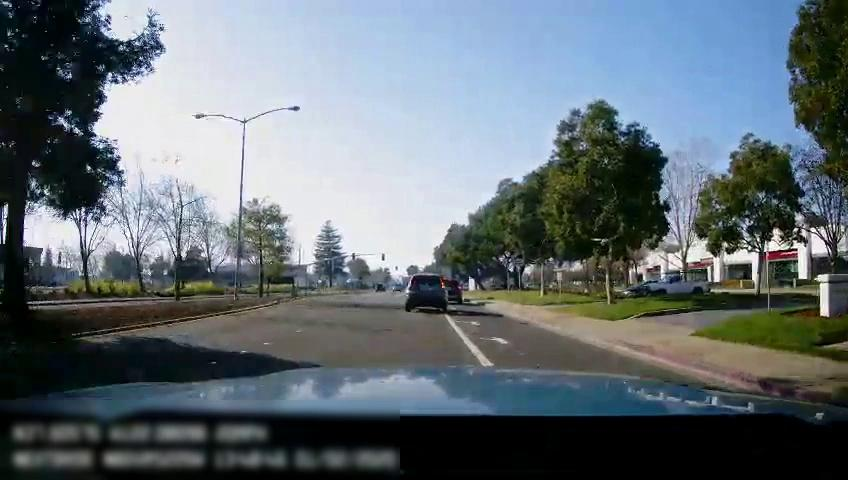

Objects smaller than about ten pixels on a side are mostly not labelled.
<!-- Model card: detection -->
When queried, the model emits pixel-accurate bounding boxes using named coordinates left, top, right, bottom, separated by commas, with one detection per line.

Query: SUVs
left=443, top=279, right=462, bottom=304
left=405, top=273, right=448, bottom=312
